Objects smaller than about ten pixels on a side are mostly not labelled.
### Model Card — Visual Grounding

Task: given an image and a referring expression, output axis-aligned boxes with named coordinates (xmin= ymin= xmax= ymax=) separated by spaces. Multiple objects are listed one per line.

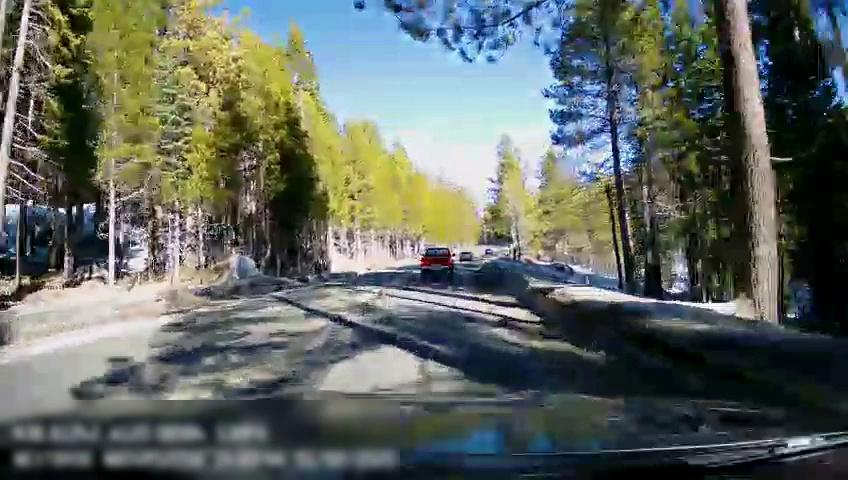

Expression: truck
xmin=420 ymin=246 xmax=457 ymax=278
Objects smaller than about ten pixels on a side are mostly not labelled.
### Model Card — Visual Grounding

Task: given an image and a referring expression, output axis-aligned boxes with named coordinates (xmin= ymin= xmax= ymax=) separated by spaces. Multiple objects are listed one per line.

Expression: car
xmin=458 ymin=250 xmax=474 ymax=262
